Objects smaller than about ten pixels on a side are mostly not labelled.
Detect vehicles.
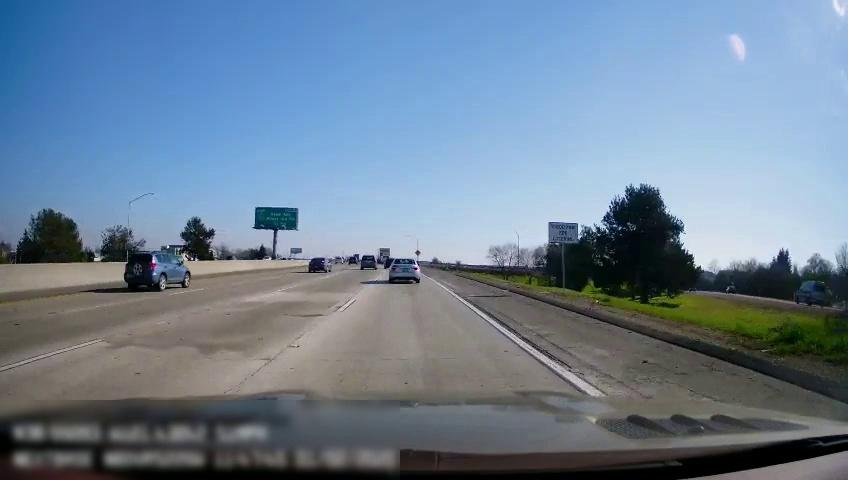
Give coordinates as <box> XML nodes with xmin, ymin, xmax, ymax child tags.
<box><xmin>359</xmin><ymin>254</ymin><xmax>379</xmax><ymax>271</ymax></box>
<box><xmin>308</xmin><ymin>257</ymin><xmax>334</xmax><ymax>274</ymax></box>
<box><xmin>387</xmin><ymin>256</ymin><xmax>422</xmax><ymax>284</ymax></box>
<box><xmin>383</xmin><ymin>256</ymin><xmax>397</xmax><ymax>269</ymax></box>
<box><xmin>794</xmin><ymin>281</ymin><xmax>834</xmax><ymax>308</ymax></box>
<box><xmin>378</xmin><ymin>247</ymin><xmax>390</xmax><ymax>256</ymax></box>
<box><xmin>123</xmin><ymin>251</ymin><xmax>194</xmax><ymax>293</ymax></box>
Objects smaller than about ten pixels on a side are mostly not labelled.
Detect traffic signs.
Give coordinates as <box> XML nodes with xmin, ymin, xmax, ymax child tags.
<box><xmin>255</xmin><ymin>207</ymin><xmax>299</xmax><ymax>231</ymax></box>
